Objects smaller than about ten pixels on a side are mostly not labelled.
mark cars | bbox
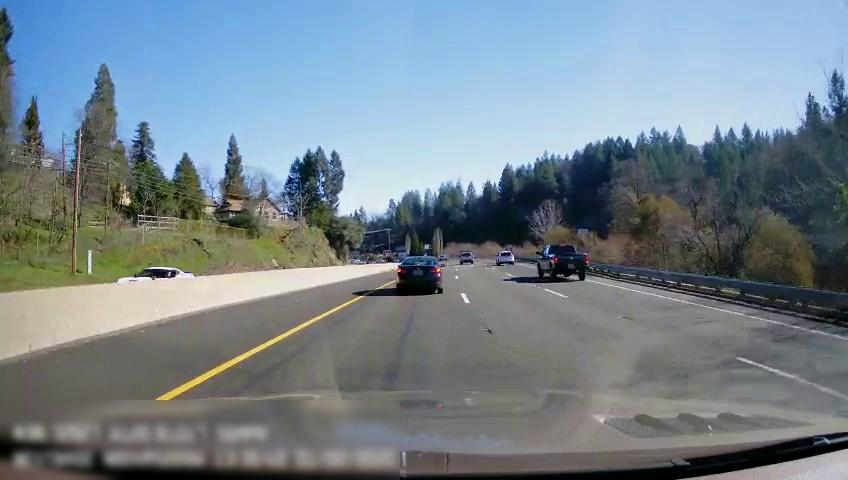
[115,266,194,284]
[395,254,445,295]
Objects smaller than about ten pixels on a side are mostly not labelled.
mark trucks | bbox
[536,243,591,282]
[459,251,474,264]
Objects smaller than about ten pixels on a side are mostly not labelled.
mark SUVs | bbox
[495,250,515,266]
